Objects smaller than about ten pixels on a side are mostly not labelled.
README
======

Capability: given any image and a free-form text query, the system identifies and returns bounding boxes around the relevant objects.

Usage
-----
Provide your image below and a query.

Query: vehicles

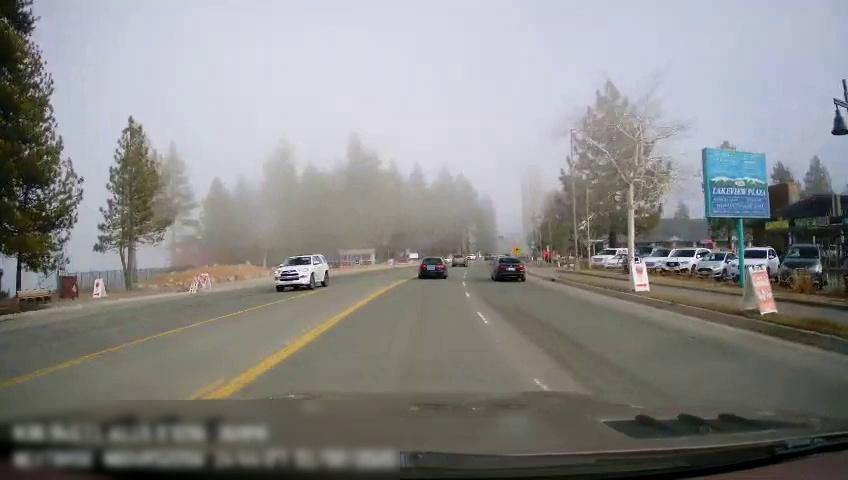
[493,256,526,282]
[624,246,671,274]
[452,255,467,267]
[661,248,709,274]
[782,245,827,289]
[274,255,328,292]
[695,251,735,280]
[419,257,447,280]
[589,246,634,269]
[732,245,784,282]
